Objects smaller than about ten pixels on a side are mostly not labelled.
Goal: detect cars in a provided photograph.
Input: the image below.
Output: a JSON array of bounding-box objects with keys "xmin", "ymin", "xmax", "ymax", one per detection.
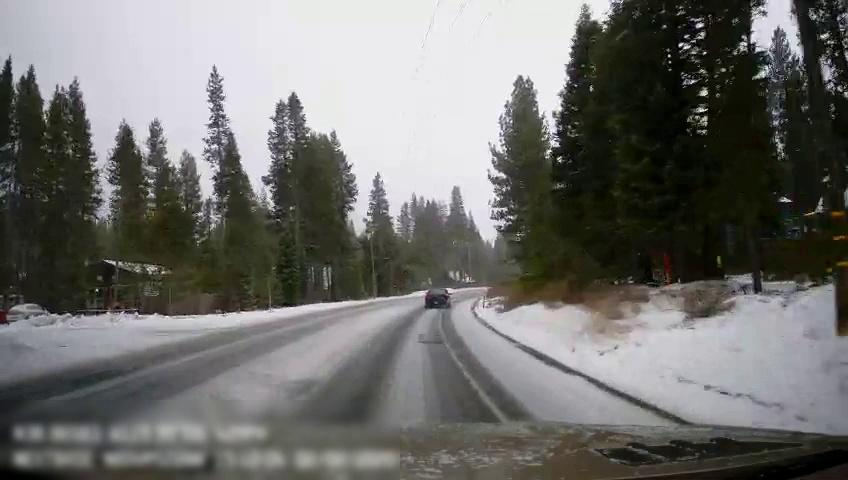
[
  {"xmin": 424, "ymin": 287, "xmax": 452, "ymax": 309},
  {"xmin": 6, "ymin": 303, "xmax": 51, "ymax": 326}
]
